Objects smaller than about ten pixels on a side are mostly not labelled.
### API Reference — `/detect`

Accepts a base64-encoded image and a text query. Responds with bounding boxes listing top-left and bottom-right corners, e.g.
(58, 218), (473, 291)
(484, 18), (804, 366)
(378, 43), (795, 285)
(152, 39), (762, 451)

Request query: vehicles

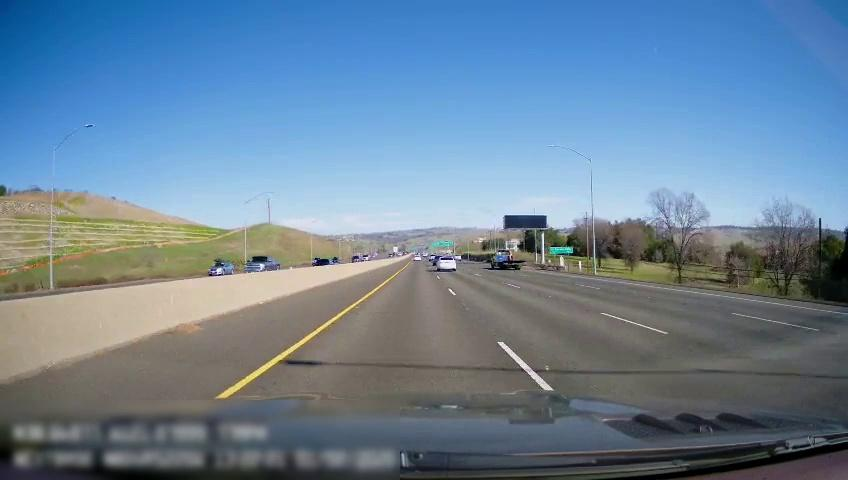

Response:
(432, 255), (443, 266)
(207, 262), (234, 276)
(436, 256), (456, 272)
(491, 250), (528, 270)
(244, 256), (281, 273)
(315, 259), (334, 266)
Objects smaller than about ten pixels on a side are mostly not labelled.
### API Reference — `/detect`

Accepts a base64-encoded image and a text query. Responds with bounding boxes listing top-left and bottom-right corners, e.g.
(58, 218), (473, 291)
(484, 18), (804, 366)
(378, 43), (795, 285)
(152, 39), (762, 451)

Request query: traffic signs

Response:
(549, 246), (574, 254)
